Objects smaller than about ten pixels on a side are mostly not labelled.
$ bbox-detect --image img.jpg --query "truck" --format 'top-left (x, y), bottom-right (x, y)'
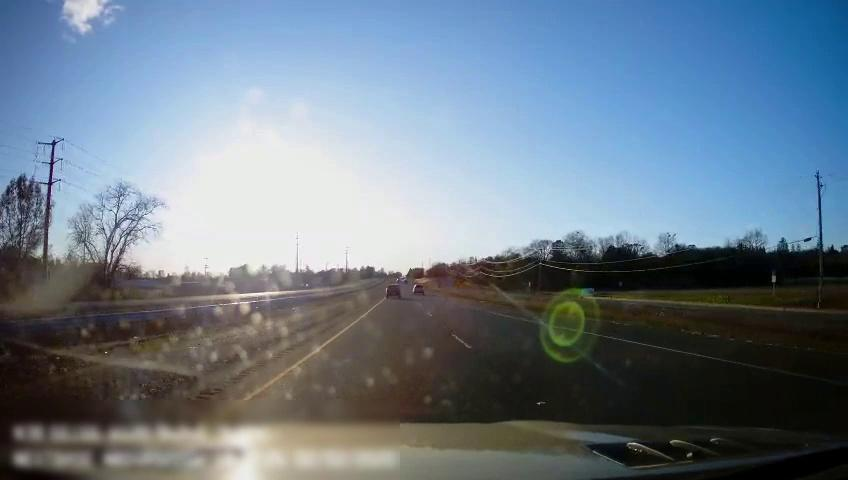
top-left (385, 284), bottom-right (401, 299)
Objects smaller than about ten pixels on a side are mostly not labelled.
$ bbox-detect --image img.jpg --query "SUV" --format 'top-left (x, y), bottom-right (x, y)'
top-left (412, 284), bottom-right (425, 295)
